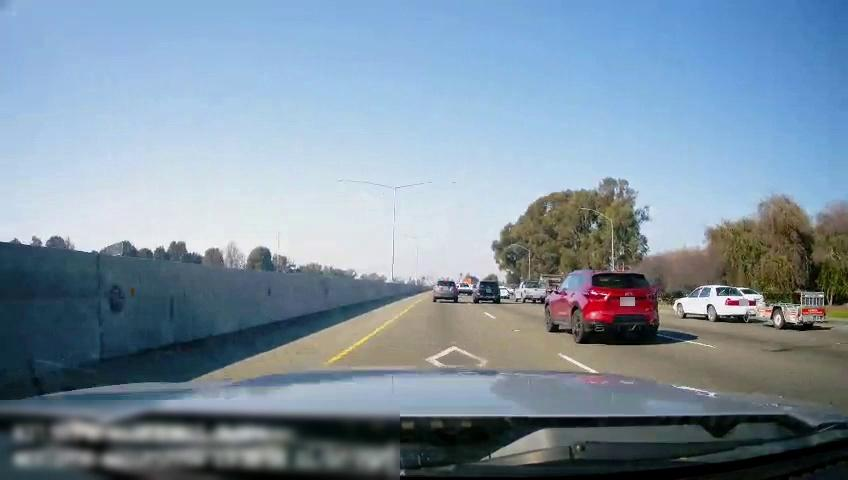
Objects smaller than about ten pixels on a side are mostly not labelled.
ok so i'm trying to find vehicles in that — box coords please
[744,291,828,329]
[457,281,473,296]
[543,269,659,345]
[736,287,765,306]
[431,278,459,303]
[472,279,501,304]
[514,280,547,304]
[500,287,510,299]
[673,285,757,322]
